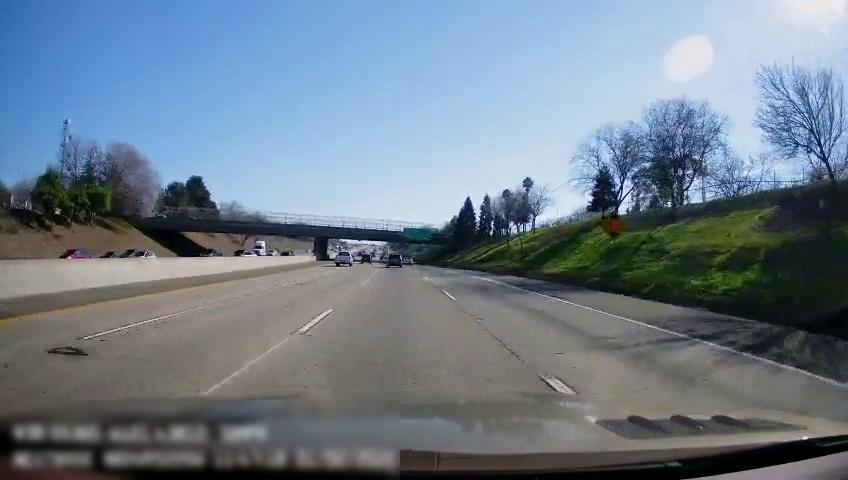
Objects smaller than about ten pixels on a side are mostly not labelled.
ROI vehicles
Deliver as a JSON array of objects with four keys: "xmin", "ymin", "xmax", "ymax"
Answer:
[
  {"xmin": 232, "ymin": 249, "xmax": 248, "ymax": 257},
  {"xmin": 241, "ymin": 251, "xmax": 256, "ymax": 257},
  {"xmin": 101, "ymin": 250, "xmax": 124, "ymax": 259},
  {"xmin": 200, "ymin": 248, "xmax": 218, "ymax": 258},
  {"xmin": 280, "ymin": 248, "xmax": 297, "ymax": 256},
  {"xmin": 254, "ymin": 241, "xmax": 267, "ymax": 256},
  {"xmin": 360, "ymin": 254, "xmax": 372, "ymax": 264},
  {"xmin": 266, "ymin": 250, "xmax": 281, "ymax": 257},
  {"xmin": 386, "ymin": 254, "xmax": 403, "ymax": 268},
  {"xmin": 117, "ymin": 249, "xmax": 135, "ymax": 259},
  {"xmin": 334, "ymin": 251, "xmax": 352, "ymax": 267},
  {"xmin": 126, "ymin": 250, "xmax": 155, "ymax": 259},
  {"xmin": 58, "ymin": 248, "xmax": 96, "ymax": 261}
]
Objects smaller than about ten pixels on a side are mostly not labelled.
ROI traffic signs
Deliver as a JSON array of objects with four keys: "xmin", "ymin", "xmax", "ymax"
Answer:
[{"xmin": 402, "ymin": 227, "xmax": 433, "ymax": 242}]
